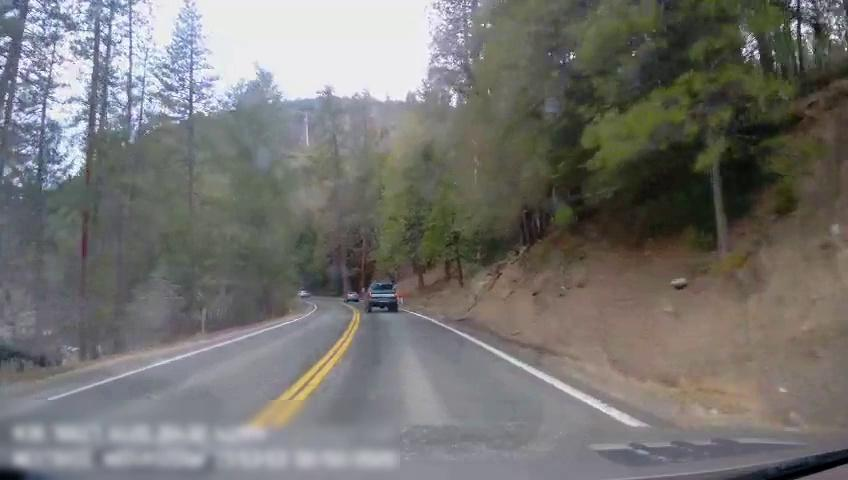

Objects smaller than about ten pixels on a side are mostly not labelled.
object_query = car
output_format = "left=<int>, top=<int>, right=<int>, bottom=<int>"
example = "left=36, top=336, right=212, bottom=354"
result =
left=344, top=291, right=360, bottom=303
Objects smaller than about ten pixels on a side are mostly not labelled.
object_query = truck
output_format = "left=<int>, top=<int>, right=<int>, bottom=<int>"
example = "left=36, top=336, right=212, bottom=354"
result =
left=365, top=283, right=398, bottom=314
